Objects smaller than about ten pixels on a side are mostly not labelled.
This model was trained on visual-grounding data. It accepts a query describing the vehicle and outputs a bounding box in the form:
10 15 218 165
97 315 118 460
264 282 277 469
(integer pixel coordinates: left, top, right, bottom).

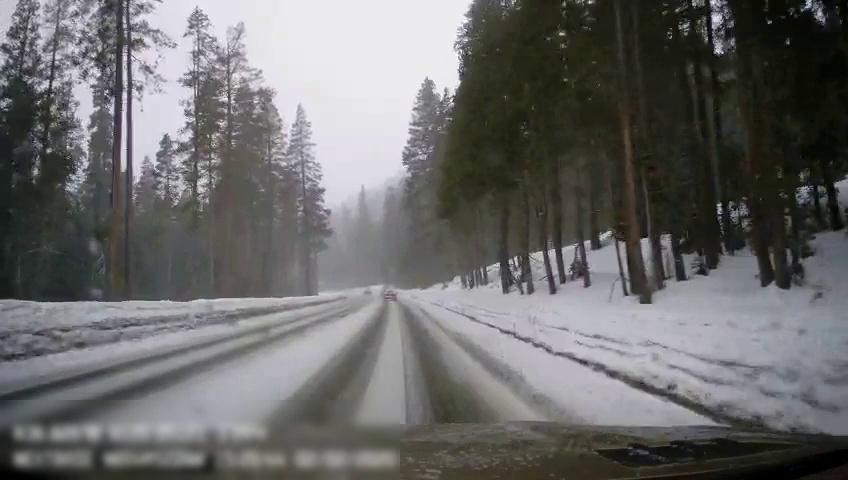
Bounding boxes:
382 288 398 302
